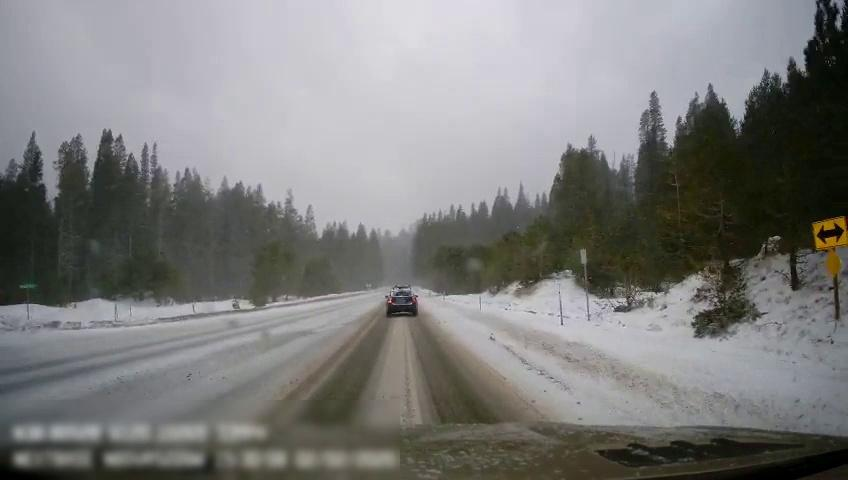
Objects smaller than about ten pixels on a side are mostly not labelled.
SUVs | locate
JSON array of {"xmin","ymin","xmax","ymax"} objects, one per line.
[{"xmin": 385, "ymin": 284, "xmax": 419, "ymax": 317}]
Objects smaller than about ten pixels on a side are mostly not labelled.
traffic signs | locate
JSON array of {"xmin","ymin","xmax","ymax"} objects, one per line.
[
  {"xmin": 812, "ymin": 215, "xmax": 848, "ymax": 250},
  {"xmin": 19, "ymin": 284, "xmax": 35, "ymax": 289},
  {"xmin": 824, "ymin": 252, "xmax": 844, "ymax": 275},
  {"xmin": 580, "ymin": 248, "xmax": 587, "ymax": 265}
]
